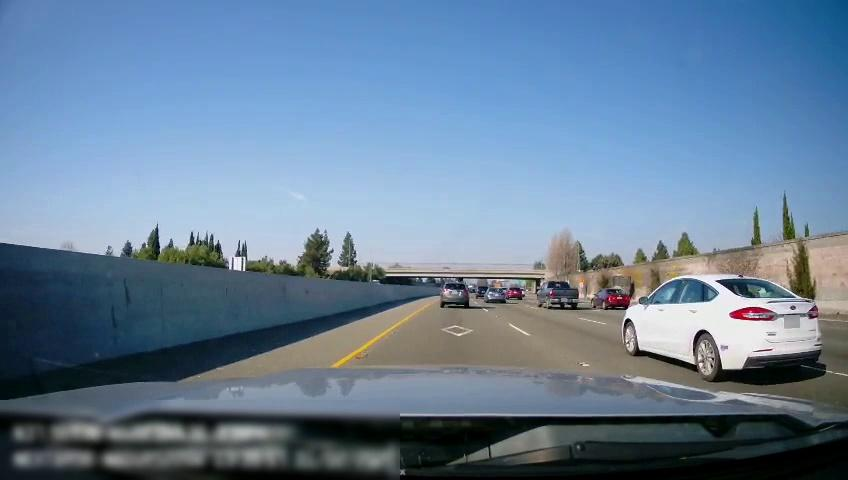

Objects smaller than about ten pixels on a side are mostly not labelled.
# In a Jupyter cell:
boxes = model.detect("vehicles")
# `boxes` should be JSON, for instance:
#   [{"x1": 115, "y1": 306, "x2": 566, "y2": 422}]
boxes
[
  {"x1": 505, "y1": 287, "x2": 523, "y2": 301},
  {"x1": 475, "y1": 285, "x2": 489, "y2": 299},
  {"x1": 536, "y1": 280, "x2": 579, "y2": 311},
  {"x1": 439, "y1": 279, "x2": 470, "y2": 309},
  {"x1": 484, "y1": 287, "x2": 506, "y2": 304},
  {"x1": 590, "y1": 288, "x2": 632, "y2": 311},
  {"x1": 620, "y1": 273, "x2": 824, "y2": 383}
]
